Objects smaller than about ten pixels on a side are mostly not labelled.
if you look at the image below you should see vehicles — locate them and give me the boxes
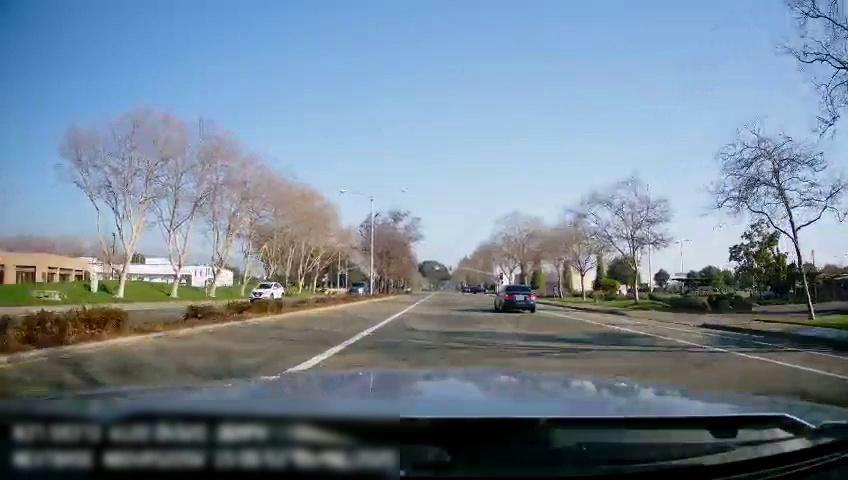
[346,280,372,299]
[249,281,285,304]
[490,285,537,314]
